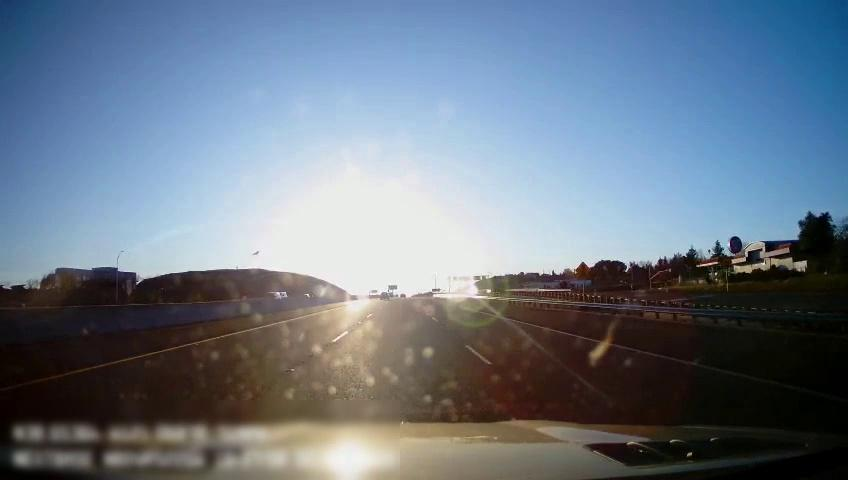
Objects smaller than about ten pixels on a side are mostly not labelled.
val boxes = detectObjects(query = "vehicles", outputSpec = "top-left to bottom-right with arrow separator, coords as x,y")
379,291 -> 390,300
264,291 -> 282,300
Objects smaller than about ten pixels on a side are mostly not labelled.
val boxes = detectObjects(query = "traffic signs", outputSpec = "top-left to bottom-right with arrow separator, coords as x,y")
575,262 -> 590,280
